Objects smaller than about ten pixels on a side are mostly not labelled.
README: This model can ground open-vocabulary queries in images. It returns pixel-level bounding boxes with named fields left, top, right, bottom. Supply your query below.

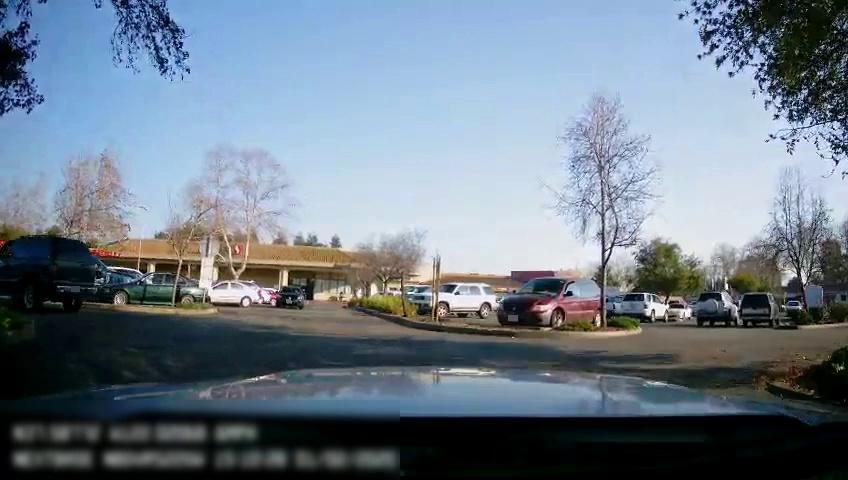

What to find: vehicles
left=0, top=236, right=98, bottom=314
left=385, top=285, right=423, bottom=301
left=204, top=280, right=259, bottom=308
left=92, top=255, right=137, bottom=297
left=256, top=287, right=271, bottom=305
left=696, top=292, right=739, bottom=327
left=260, top=287, right=278, bottom=306
left=786, top=300, right=802, bottom=314
left=102, top=272, right=211, bottom=309
left=687, top=301, right=697, bottom=316
left=668, top=300, right=686, bottom=307
left=497, top=277, right=607, bottom=330
left=275, top=286, right=306, bottom=308
left=621, top=292, right=669, bottom=323
left=238, top=281, right=261, bottom=298
left=831, top=293, right=848, bottom=310
left=410, top=282, right=499, bottom=319
left=804, top=287, right=824, bottom=312
left=737, top=303, right=751, bottom=324
left=400, top=285, right=436, bottom=303
left=668, top=303, right=692, bottom=321
left=739, top=293, right=780, bottom=327
left=606, top=295, right=624, bottom=316
left=107, top=266, right=146, bottom=279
